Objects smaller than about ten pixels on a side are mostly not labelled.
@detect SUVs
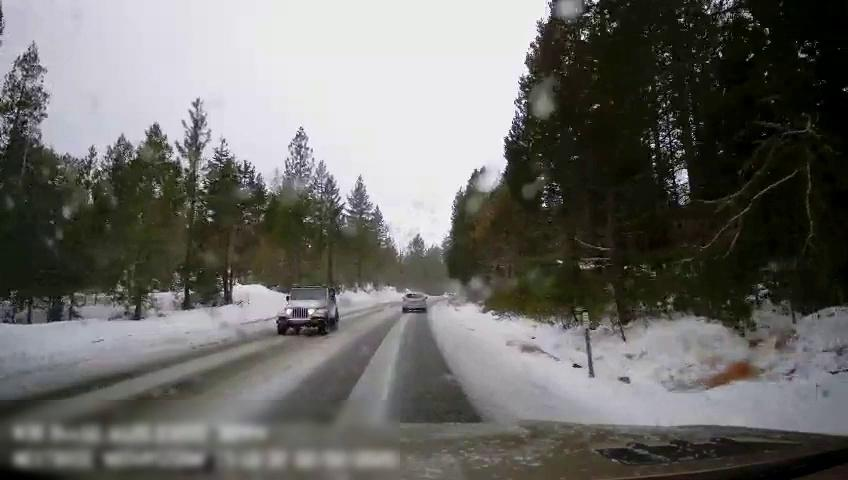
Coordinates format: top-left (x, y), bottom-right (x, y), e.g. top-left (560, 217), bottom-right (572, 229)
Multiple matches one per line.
top-left (401, 292), bottom-right (429, 313)
top-left (276, 286), bottom-right (340, 336)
